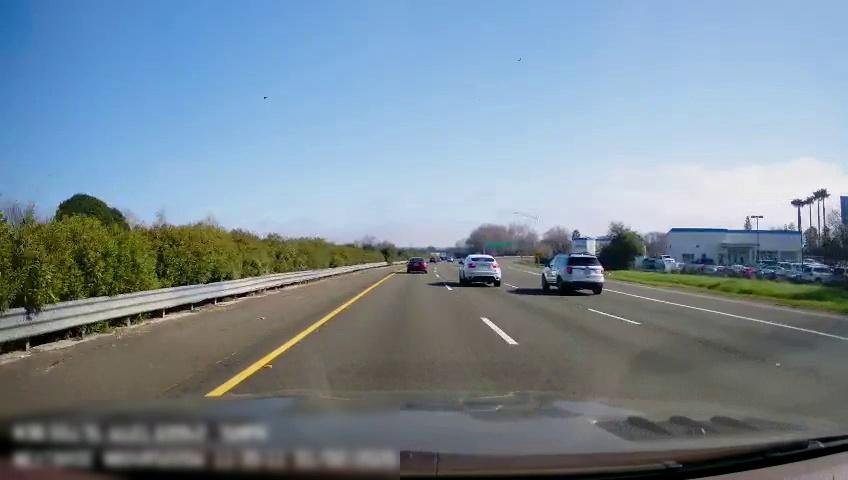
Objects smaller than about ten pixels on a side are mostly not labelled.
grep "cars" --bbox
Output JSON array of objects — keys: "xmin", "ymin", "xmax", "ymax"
[{"xmin": 407, "ymin": 257, "xmax": 428, "ymax": 275}]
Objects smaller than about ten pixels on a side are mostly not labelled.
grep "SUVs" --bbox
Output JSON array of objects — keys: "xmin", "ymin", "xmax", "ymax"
[
  {"xmin": 541, "ymin": 254, "xmax": 603, "ymax": 297},
  {"xmin": 458, "ymin": 254, "xmax": 502, "ymax": 287}
]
